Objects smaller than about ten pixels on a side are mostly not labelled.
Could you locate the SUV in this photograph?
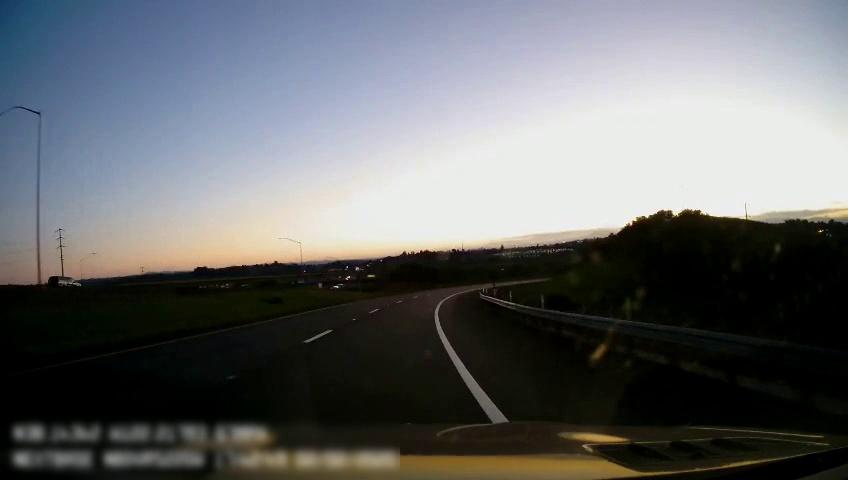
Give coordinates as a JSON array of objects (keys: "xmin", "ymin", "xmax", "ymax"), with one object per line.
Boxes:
[{"xmin": 47, "ymin": 275, "xmax": 82, "ymax": 290}]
